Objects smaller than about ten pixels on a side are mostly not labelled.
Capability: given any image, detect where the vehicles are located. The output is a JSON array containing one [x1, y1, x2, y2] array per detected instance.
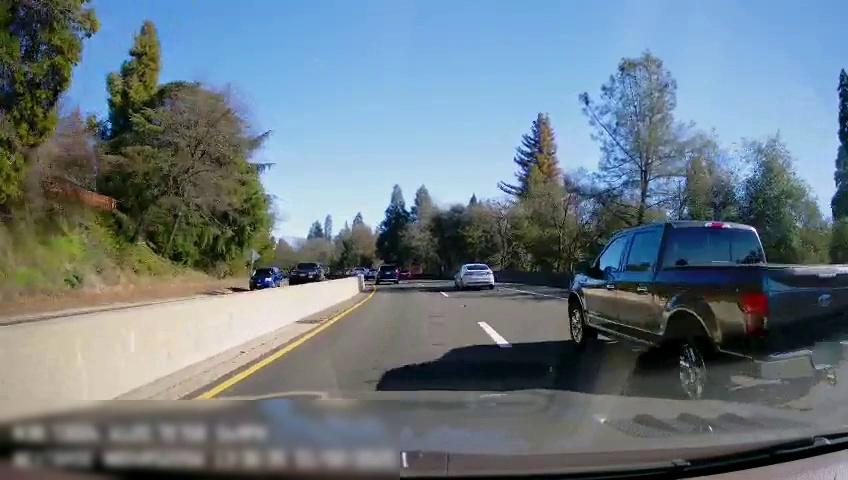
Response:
[[350, 266, 369, 280], [248, 269, 282, 294], [566, 218, 848, 401], [398, 269, 410, 279], [286, 261, 326, 289], [376, 266, 399, 285], [454, 263, 495, 290]]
